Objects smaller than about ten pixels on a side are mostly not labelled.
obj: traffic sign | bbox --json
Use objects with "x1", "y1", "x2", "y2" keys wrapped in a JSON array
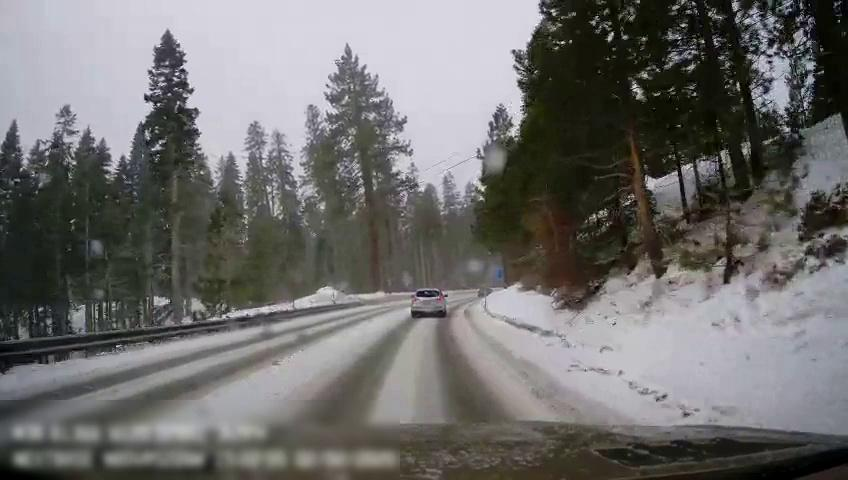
[{"x1": 397, "y1": 270, "x2": 413, "y2": 287}]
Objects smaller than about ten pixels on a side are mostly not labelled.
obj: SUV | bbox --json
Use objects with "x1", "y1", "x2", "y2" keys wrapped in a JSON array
[{"x1": 409, "y1": 287, "x2": 449, "y2": 318}]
